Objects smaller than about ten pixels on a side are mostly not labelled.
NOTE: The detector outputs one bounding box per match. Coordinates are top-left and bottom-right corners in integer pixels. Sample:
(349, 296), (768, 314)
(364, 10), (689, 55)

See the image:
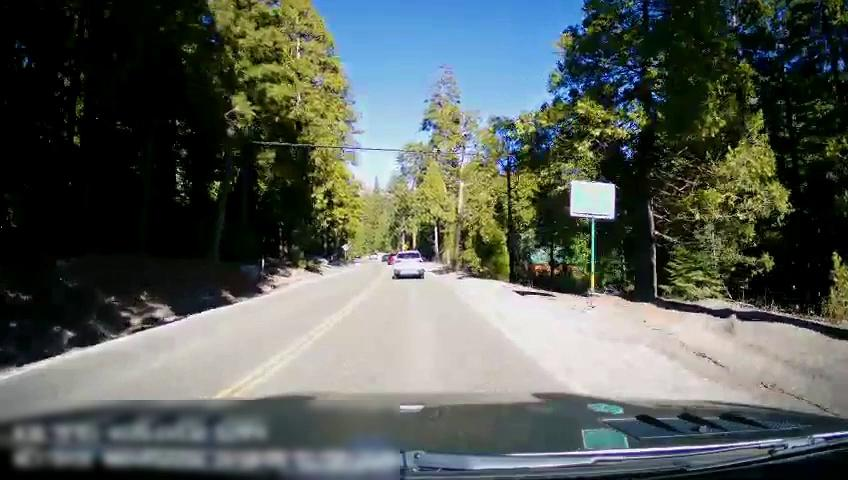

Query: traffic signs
(570, 180), (616, 220)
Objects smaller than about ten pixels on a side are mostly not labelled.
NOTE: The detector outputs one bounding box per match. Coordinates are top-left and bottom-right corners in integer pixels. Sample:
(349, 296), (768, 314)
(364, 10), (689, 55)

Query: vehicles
(387, 253), (399, 266)
(391, 250), (426, 280)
